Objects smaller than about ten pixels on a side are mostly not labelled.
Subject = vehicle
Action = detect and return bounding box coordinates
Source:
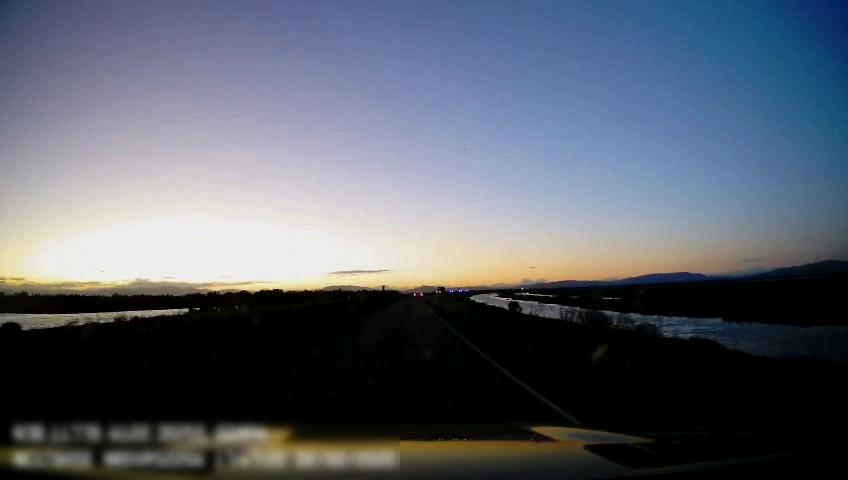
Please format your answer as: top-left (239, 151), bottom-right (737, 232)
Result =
top-left (413, 291), bottom-right (424, 299)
